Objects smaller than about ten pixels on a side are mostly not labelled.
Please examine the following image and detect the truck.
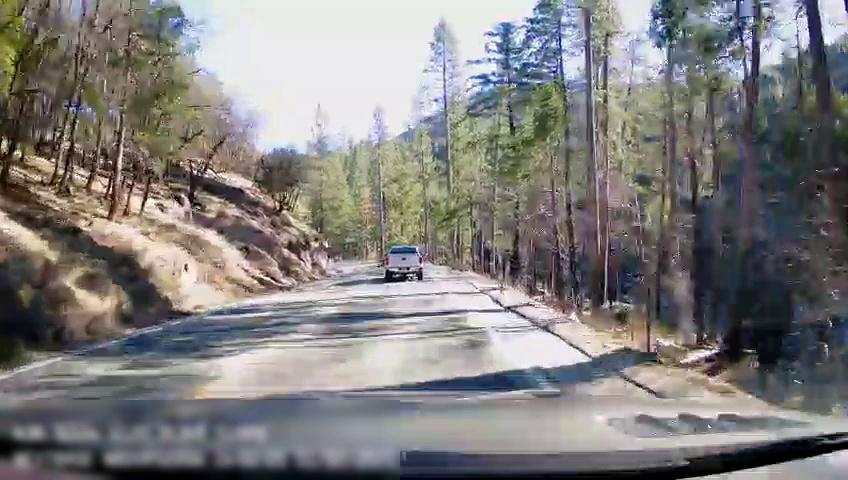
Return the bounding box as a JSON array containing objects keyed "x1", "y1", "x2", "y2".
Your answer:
[{"x1": 382, "y1": 244, "x2": 424, "y2": 281}]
